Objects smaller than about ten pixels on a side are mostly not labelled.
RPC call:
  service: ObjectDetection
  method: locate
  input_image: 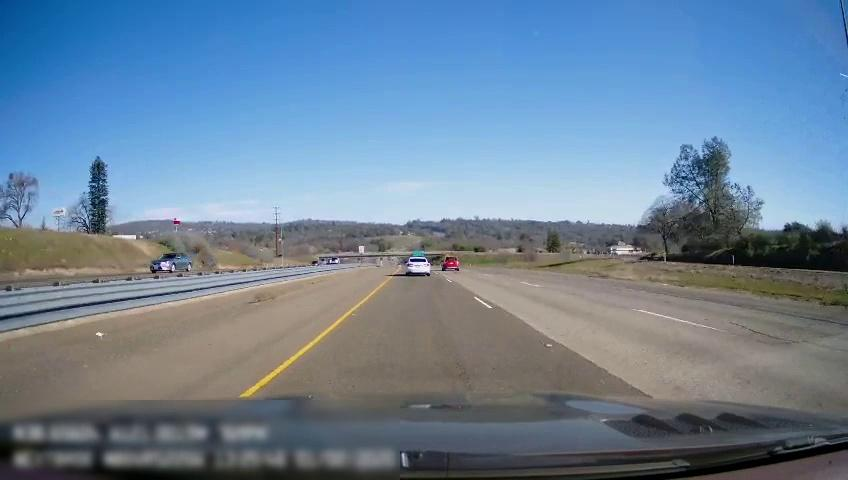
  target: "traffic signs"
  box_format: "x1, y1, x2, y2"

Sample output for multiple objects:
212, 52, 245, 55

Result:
413, 249, 425, 257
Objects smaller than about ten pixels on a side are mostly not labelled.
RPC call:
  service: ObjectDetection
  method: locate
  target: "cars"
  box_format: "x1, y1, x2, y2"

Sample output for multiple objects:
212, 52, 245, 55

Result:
442, 256, 460, 271
403, 257, 431, 278
150, 252, 193, 274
